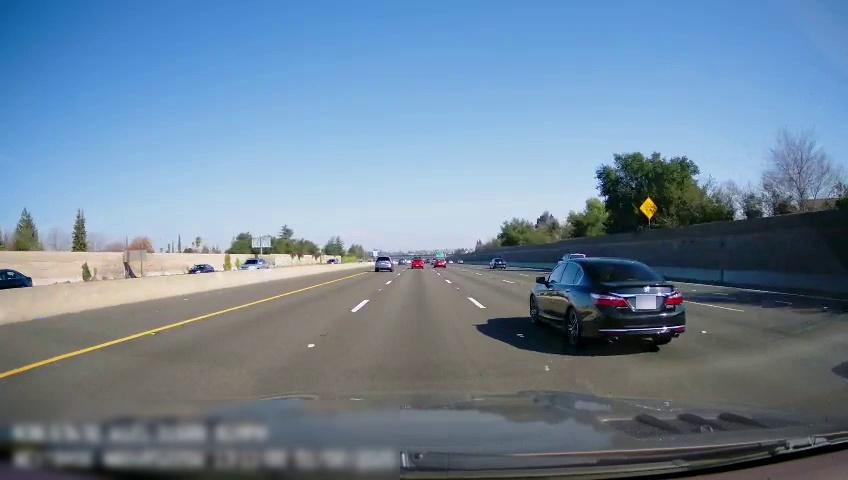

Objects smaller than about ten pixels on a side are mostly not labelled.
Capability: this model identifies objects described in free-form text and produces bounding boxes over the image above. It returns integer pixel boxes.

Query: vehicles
[325,258,339,265]
[488,256,508,269]
[397,258,408,267]
[188,263,214,275]
[0,268,33,290]
[432,257,448,268]
[554,252,584,266]
[528,257,688,350]
[411,258,426,269]
[374,256,394,273]
[240,257,269,270]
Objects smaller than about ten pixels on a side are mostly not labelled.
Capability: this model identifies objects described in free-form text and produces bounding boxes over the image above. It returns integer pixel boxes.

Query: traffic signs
[641,197,657,219]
